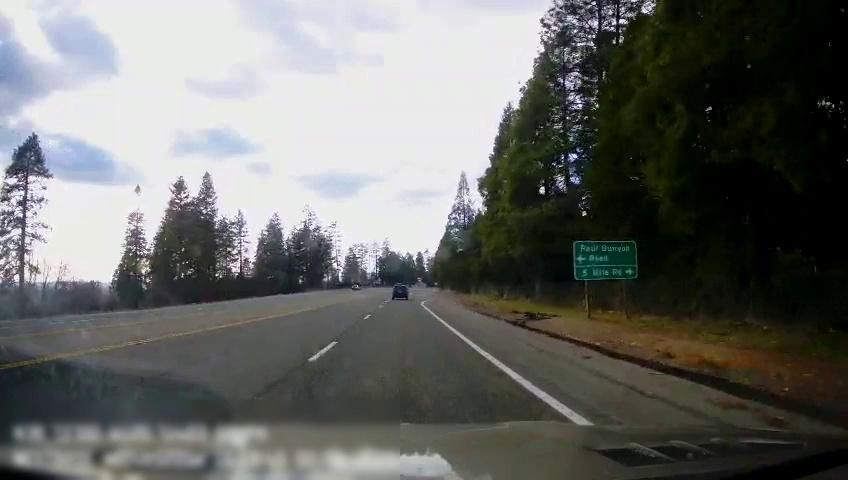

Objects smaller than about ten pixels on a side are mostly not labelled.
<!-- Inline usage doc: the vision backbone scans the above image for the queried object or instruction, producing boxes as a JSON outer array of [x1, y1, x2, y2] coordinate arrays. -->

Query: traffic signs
[[572, 241, 638, 280]]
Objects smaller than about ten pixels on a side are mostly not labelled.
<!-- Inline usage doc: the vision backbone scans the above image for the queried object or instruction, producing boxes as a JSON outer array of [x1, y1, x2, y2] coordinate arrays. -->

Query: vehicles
[[391, 285, 409, 301], [351, 284, 361, 291]]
